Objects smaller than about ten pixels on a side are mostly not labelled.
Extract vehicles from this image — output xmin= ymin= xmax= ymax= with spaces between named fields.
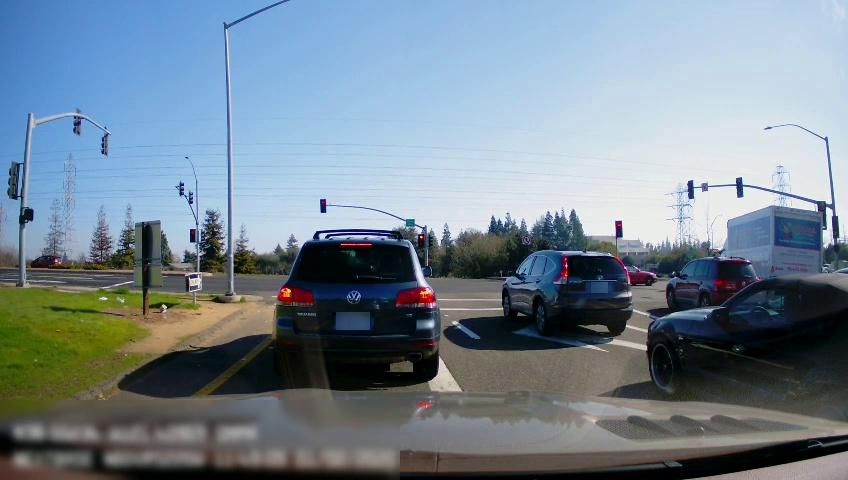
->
xmin=627 ymin=264 xmax=658 ymax=288
xmin=272 ymin=240 xmax=443 ymax=382
xmin=502 ymin=249 xmax=634 ymax=340
xmin=30 ymin=254 xmax=63 ymax=269
xmin=645 ymin=272 xmax=848 ymax=415
xmin=715 ymin=206 xmax=817 ymax=279
xmin=665 ymin=256 xmax=758 ymax=312
xmin=834 ymin=267 xmax=848 ymax=275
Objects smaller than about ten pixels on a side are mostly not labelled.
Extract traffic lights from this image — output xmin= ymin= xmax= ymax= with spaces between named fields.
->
xmin=72 ymin=111 xmax=83 ymax=136
xmin=737 ymin=177 xmax=746 ymax=198
xmin=417 ymin=235 xmax=425 ymax=247
xmin=7 ymin=163 xmax=19 ymax=201
xmin=23 ymin=209 xmax=34 ymax=222
xmin=686 ymin=178 xmax=695 ymax=200
xmin=429 ymin=237 xmax=435 ymax=250
xmin=188 ymin=193 xmax=195 ymax=207
xmin=614 ymin=220 xmax=624 ymax=239
xmin=320 ymin=199 xmax=327 ymax=215
xmin=100 ymin=135 xmax=108 ymax=158
xmin=190 ymin=229 xmax=197 ymax=243
xmin=817 ymin=200 xmax=828 ymax=230
xmin=176 ymin=181 xmax=185 ymax=197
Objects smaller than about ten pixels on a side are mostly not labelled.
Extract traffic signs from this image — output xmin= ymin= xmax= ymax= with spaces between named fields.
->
xmin=405 ymin=220 xmax=416 ymax=228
